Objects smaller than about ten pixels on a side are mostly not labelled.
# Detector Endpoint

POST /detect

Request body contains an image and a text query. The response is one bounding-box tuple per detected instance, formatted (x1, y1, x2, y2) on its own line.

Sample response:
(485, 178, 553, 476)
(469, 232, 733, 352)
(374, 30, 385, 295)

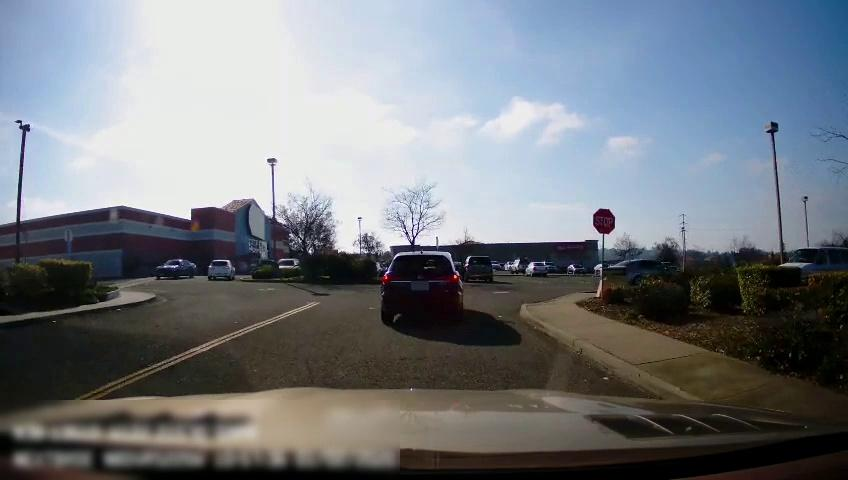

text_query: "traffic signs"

(591, 207, 618, 236)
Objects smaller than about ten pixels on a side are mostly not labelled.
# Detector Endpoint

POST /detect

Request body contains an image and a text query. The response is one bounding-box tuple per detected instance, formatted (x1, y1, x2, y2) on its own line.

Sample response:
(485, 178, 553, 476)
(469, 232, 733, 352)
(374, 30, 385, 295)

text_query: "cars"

(207, 259, 235, 281)
(597, 258, 668, 282)
(154, 259, 198, 279)
(524, 262, 547, 277)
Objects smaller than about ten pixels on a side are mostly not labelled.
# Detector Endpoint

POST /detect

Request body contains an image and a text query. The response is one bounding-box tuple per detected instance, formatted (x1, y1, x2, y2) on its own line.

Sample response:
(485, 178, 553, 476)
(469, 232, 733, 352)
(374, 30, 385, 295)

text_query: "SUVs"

(379, 250, 465, 324)
(461, 256, 494, 284)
